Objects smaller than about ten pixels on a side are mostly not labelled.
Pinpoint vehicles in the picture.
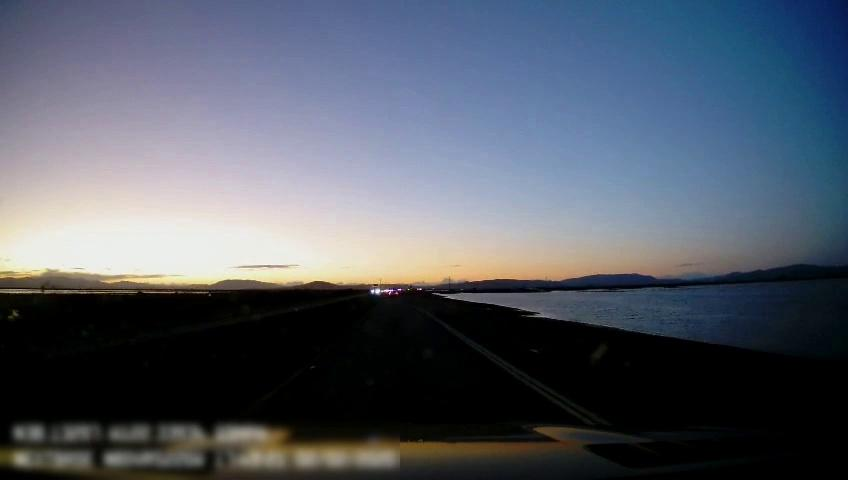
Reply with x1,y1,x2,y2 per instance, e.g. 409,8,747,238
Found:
388,288,399,296
369,284,381,296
